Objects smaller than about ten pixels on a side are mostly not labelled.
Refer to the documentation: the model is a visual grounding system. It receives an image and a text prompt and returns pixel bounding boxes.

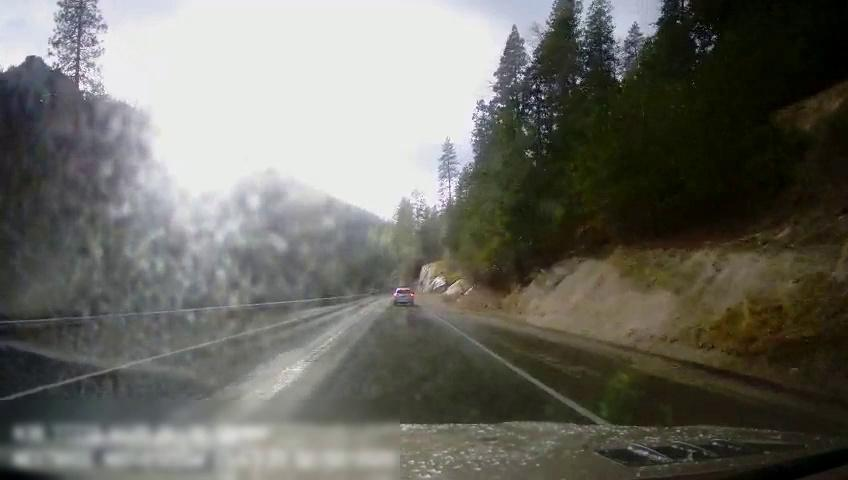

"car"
[393,287,414,306]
